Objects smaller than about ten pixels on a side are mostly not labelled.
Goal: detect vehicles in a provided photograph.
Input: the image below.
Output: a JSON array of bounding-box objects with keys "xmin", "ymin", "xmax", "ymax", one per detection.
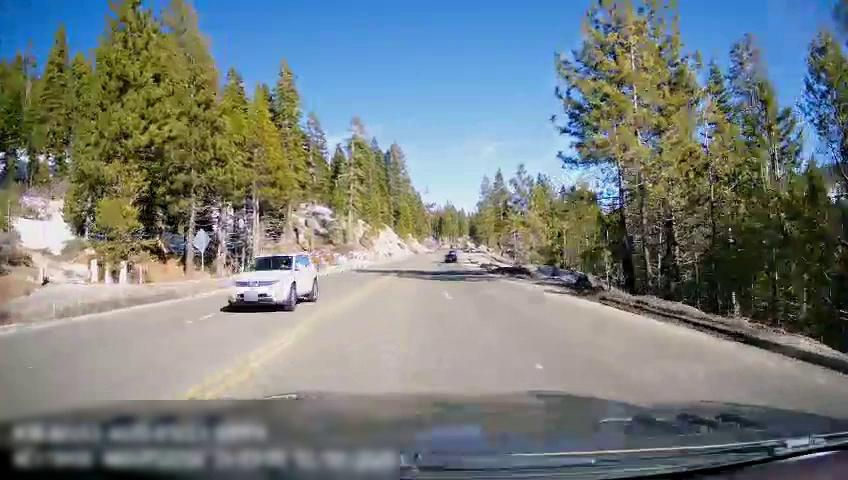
[
  {"xmin": 444, "ymin": 252, "xmax": 458, "ymax": 263},
  {"xmin": 228, "ymin": 253, "xmax": 320, "ymax": 311}
]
